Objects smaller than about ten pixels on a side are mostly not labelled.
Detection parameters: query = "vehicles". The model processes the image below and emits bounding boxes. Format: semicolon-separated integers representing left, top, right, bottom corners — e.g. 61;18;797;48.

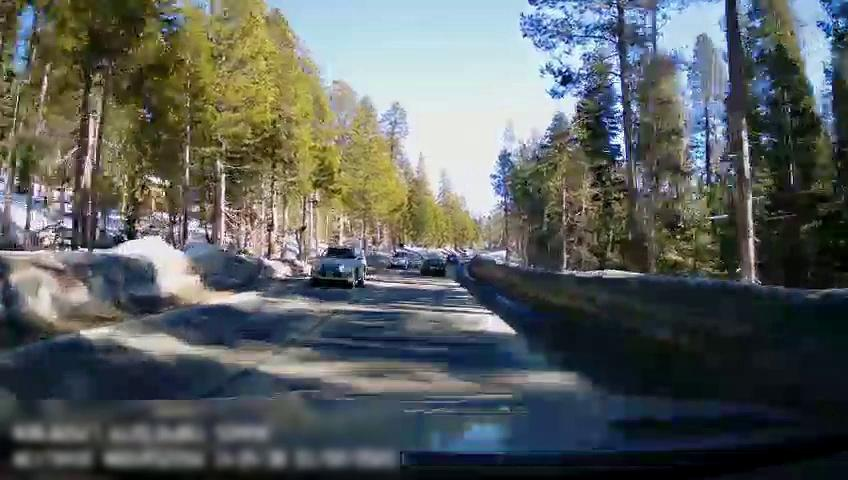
311;245;367;287
419;258;447;278
446;254;459;264
390;251;413;269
